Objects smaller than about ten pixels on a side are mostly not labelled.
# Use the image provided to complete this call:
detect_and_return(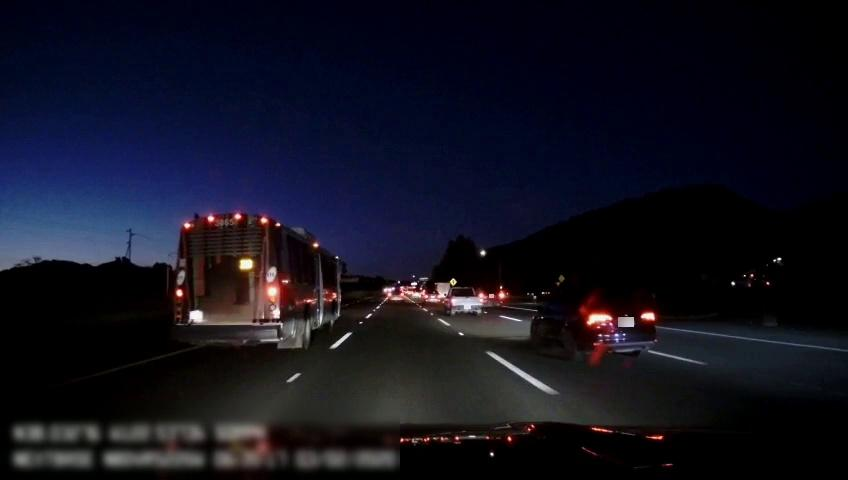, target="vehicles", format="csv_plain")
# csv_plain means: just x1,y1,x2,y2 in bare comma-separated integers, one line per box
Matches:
530,288,657,359
417,289,440,305
730,274,769,290
172,212,347,352
433,281,451,298
444,287,483,318
389,287,405,301
475,284,506,307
